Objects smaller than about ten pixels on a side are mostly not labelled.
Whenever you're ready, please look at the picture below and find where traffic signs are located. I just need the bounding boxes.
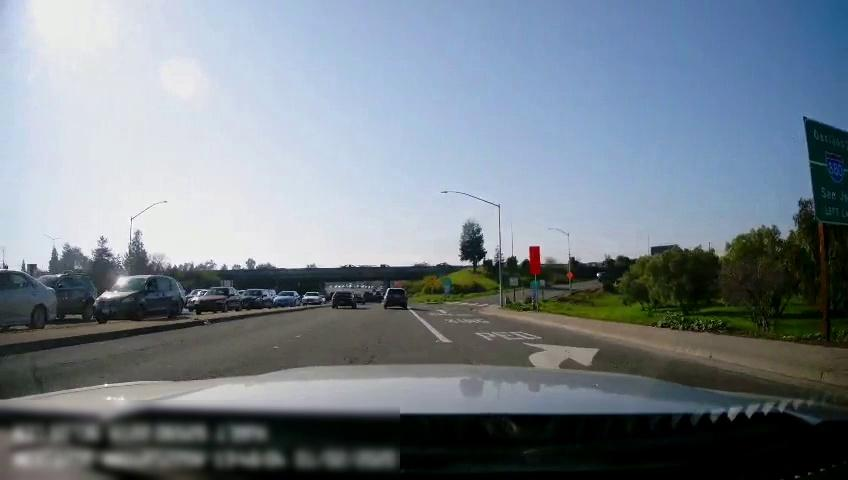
[530,279,542,289]
[528,244,543,276]
[801,113,848,227]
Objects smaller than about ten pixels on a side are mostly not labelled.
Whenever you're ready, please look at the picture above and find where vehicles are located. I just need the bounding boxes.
[302,291,322,305]
[172,279,188,315]
[263,289,279,301]
[0,268,58,330]
[330,290,358,310]
[352,292,366,305]
[272,290,301,308]
[93,274,181,324]
[594,271,606,282]
[316,294,328,305]
[383,287,409,310]
[435,261,453,267]
[193,287,243,315]
[33,272,98,322]
[188,288,212,313]
[237,288,274,309]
